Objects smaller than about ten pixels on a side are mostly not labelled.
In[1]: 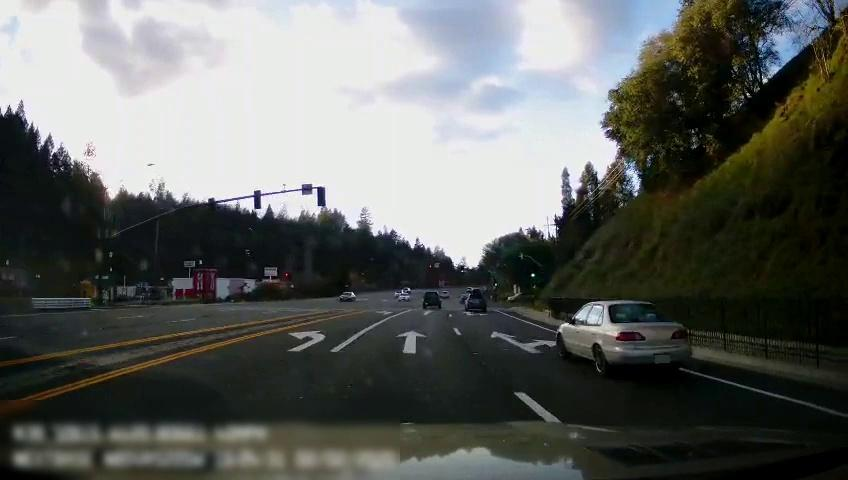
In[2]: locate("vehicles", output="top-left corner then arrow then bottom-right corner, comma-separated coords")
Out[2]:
554,300 -> 693,378
340,291 -> 356,303
440,291 -> 452,300
465,287 -> 488,313
508,291 -> 534,302
422,290 -> 442,309
401,287 -> 412,295
457,293 -> 468,303
398,293 -> 411,302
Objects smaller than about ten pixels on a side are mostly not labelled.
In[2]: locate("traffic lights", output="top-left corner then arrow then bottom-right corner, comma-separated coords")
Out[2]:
317,189 -> 326,207
253,190 -> 262,210
206,198 -> 215,214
